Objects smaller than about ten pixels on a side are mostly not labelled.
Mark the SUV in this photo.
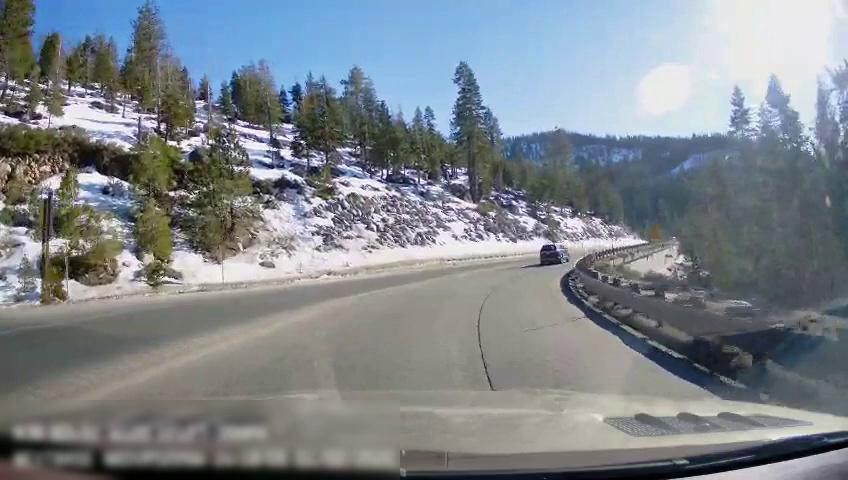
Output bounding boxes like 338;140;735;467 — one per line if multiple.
539;244;570;266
